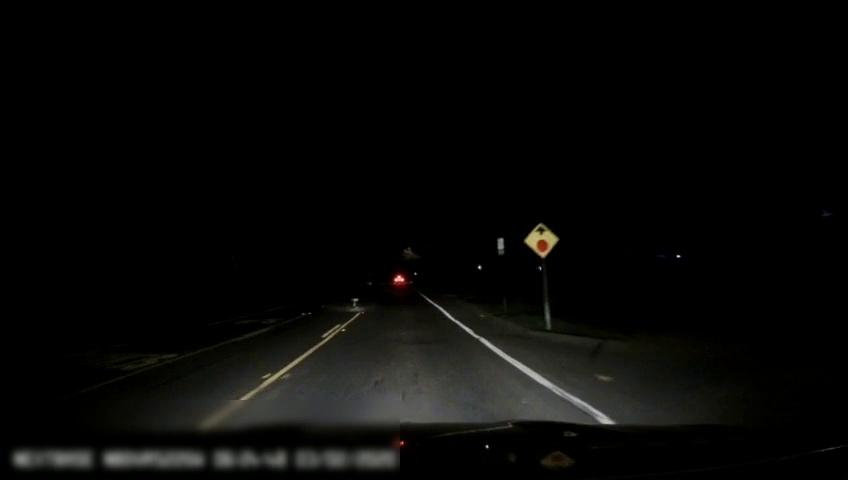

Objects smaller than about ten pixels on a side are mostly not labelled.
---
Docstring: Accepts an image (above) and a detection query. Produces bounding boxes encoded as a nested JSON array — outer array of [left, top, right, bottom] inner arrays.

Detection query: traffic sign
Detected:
[[521, 221, 561, 259]]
